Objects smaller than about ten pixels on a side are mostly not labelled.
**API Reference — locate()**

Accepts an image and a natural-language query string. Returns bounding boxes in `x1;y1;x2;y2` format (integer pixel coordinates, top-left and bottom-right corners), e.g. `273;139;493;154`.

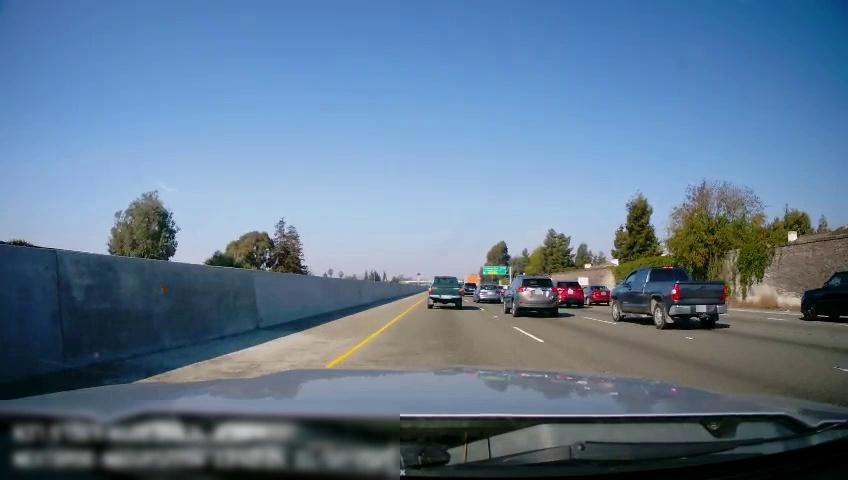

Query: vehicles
503;272;560;318
800;271;848;321
427;276;463;310
549;280;585;308
580;284;613;307
473;282;502;304
461;282;478;297
610;265;727;330
466;274;481;286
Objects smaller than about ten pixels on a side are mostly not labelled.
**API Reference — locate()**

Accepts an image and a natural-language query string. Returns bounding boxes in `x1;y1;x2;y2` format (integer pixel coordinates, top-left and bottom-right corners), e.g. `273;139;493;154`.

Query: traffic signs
577;277;590;286
482;265;507;276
